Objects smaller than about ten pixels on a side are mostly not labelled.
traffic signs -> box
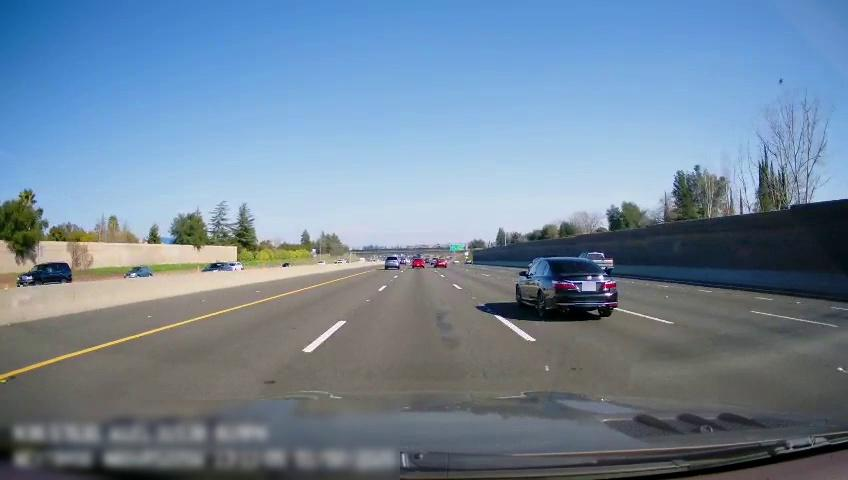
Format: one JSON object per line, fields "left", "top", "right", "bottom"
{"left": 448, "top": 244, "right": 464, "bottom": 252}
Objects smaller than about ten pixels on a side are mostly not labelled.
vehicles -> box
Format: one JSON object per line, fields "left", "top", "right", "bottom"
{"left": 576, "top": 252, "right": 615, "bottom": 278}
{"left": 15, "top": 263, "right": 74, "bottom": 288}
{"left": 411, "top": 257, "right": 426, "bottom": 268}
{"left": 429, "top": 257, "right": 436, "bottom": 265}
{"left": 514, "top": 256, "right": 619, "bottom": 322}
{"left": 199, "top": 262, "right": 232, "bottom": 273}
{"left": 432, "top": 257, "right": 448, "bottom": 268}
{"left": 384, "top": 255, "right": 402, "bottom": 271}
{"left": 123, "top": 266, "right": 154, "bottom": 280}
{"left": 225, "top": 262, "right": 242, "bottom": 272}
